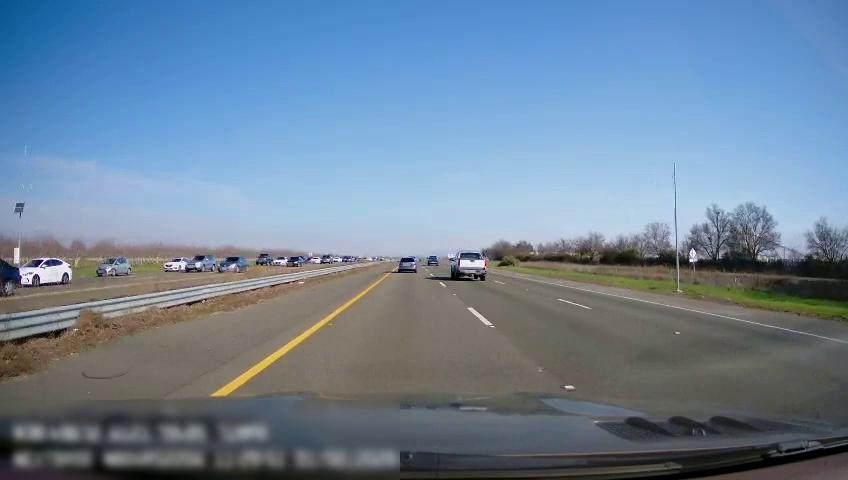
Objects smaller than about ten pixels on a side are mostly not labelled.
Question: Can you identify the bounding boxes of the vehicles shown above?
[0,259,20,298]
[397,256,417,273]
[286,256,306,268]
[163,258,187,273]
[217,255,250,274]
[96,258,133,277]
[255,253,274,267]
[185,255,217,273]
[272,256,288,267]
[18,258,73,287]
[427,255,439,266]
[319,254,334,265]
[448,251,488,281]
